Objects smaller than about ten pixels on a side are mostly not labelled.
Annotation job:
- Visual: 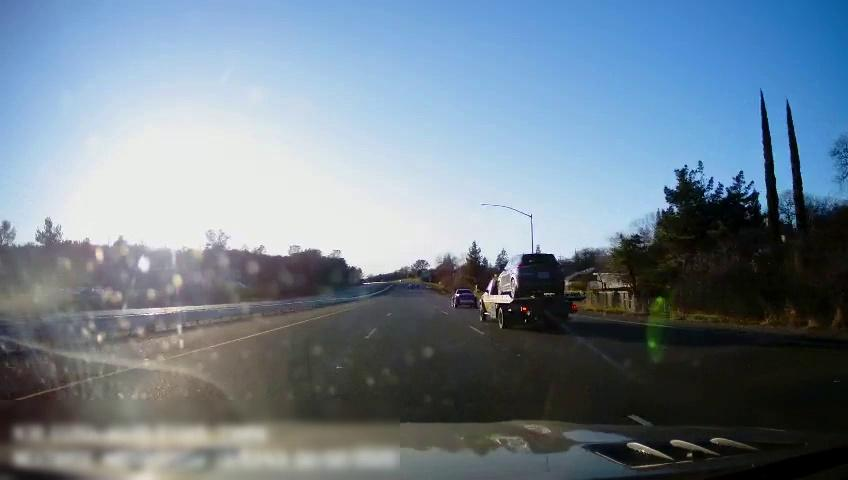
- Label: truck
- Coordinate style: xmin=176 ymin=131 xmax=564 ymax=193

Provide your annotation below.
xmin=475 ymin=253 xmax=586 ymax=329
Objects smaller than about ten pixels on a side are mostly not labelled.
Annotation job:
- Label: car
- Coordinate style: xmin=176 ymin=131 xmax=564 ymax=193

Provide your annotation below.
xmin=451 ymin=288 xmax=477 ymax=308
